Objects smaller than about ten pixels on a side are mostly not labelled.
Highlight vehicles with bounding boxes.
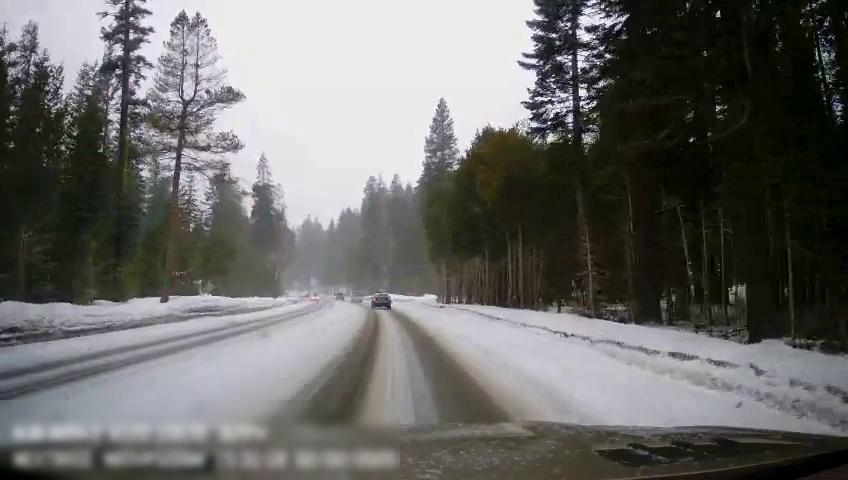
[371,289,392,310]
[351,295,363,303]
